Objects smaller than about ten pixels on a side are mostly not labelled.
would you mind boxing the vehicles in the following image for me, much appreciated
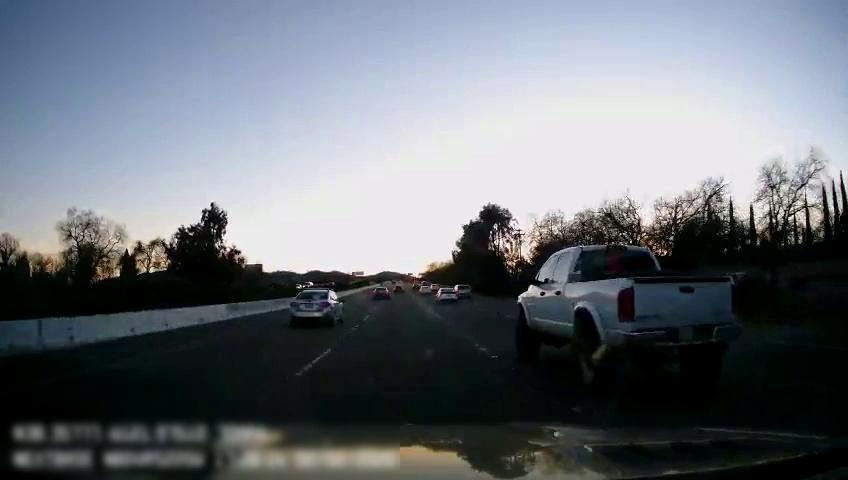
[419,286,430,296]
[302,281,314,289]
[436,287,457,303]
[372,286,390,300]
[513,243,742,402]
[289,290,344,327]
[454,284,472,299]
[394,285,405,293]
